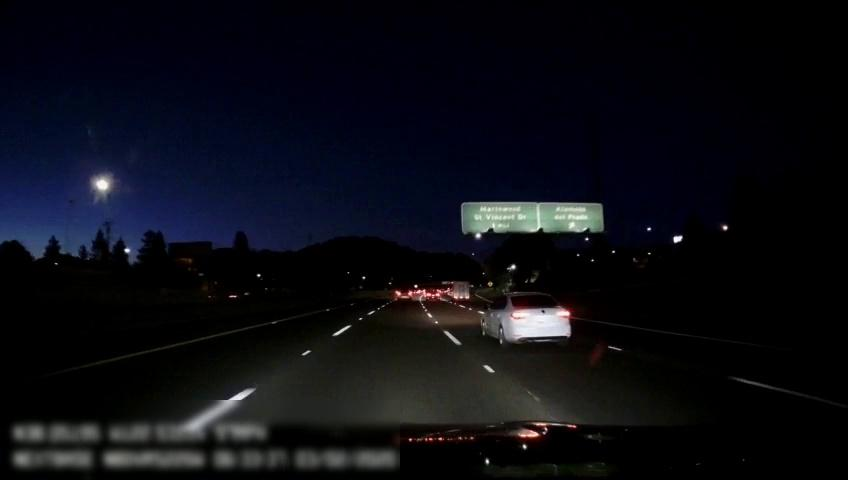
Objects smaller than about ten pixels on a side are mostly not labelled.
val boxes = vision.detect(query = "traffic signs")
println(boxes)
[461,201,538,234]
[538,201,605,233]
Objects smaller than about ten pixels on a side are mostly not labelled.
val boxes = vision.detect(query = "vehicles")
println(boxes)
[449,281,470,307]
[396,288,412,301]
[426,289,441,301]
[480,291,572,350]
